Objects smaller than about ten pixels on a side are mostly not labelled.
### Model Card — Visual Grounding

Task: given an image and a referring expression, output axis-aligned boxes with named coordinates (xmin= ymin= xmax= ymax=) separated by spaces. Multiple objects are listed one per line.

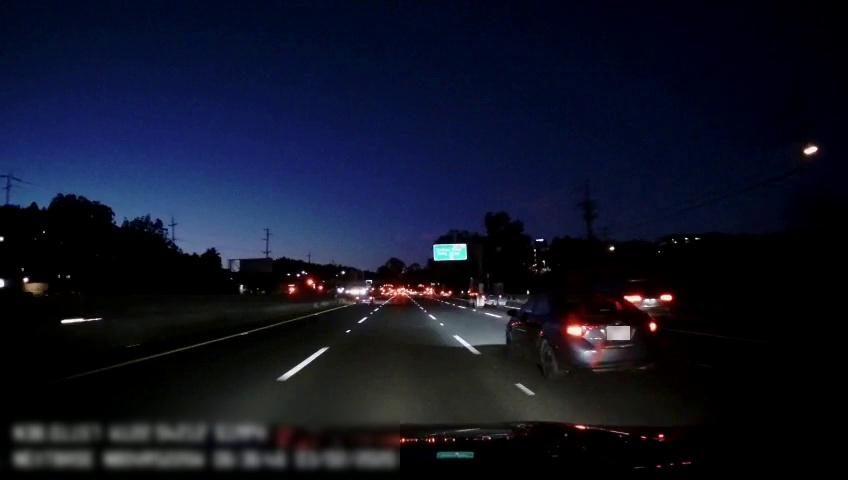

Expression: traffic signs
xmin=433 ymin=244 xmax=468 ymax=261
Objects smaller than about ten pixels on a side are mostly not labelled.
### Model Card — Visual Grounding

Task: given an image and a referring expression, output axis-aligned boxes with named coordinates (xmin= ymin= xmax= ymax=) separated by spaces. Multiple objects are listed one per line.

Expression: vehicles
xmin=507 ymin=291 xmax=661 ymax=384
xmin=474 ymin=289 xmax=502 ymax=311
xmin=603 ymin=279 xmax=676 ymax=329
xmin=355 ymin=289 xmax=375 ymax=305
